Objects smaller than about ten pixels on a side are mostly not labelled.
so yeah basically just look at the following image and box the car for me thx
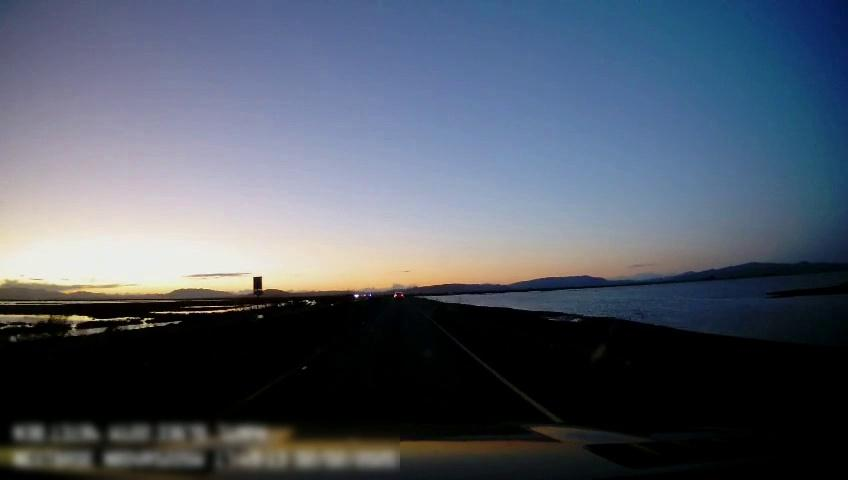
[393,291,405,300]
